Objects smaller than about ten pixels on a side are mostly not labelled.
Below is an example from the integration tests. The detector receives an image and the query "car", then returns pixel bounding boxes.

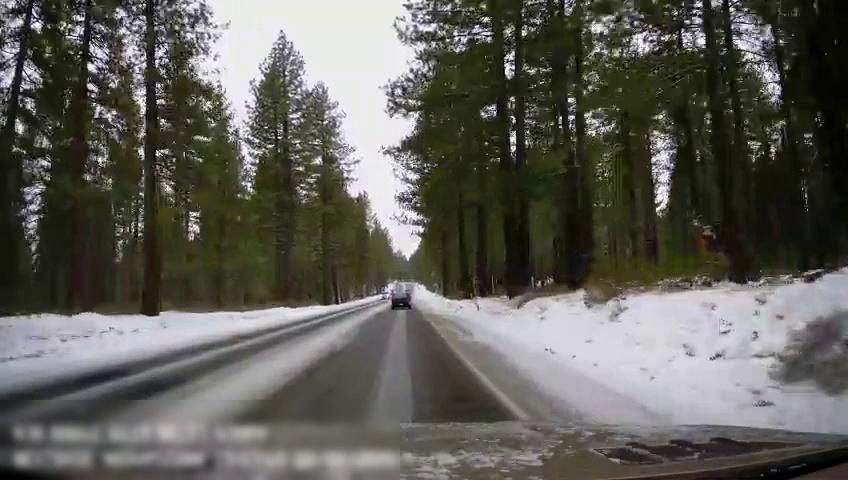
[390,289,413,310]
